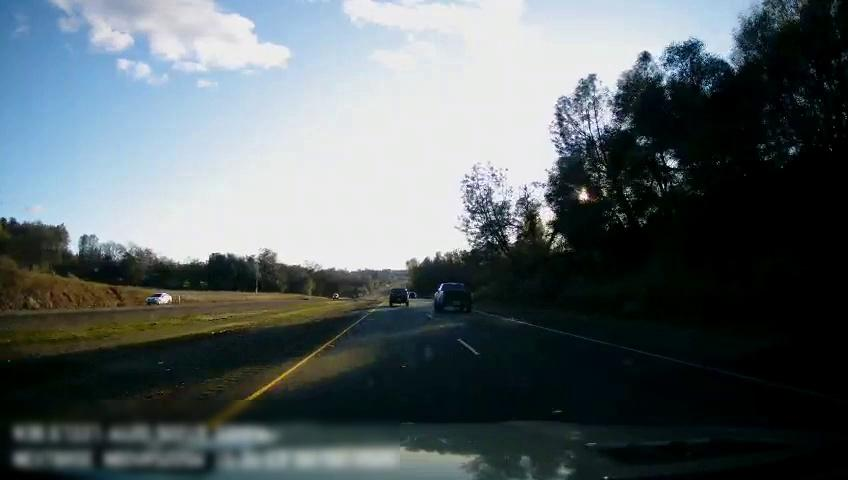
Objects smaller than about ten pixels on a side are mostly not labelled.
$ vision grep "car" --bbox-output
[145,293,172,307]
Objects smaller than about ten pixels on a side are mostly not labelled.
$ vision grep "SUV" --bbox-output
[389,288,409,306]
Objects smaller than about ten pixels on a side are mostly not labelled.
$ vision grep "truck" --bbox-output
[433,282,473,313]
